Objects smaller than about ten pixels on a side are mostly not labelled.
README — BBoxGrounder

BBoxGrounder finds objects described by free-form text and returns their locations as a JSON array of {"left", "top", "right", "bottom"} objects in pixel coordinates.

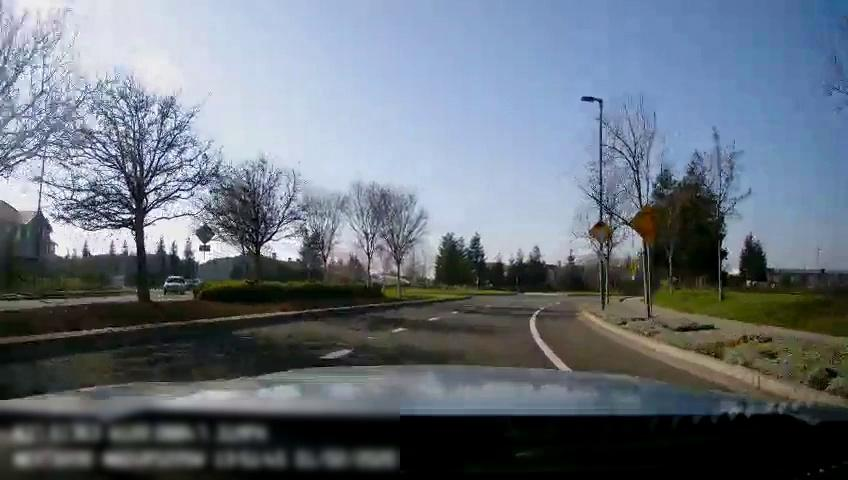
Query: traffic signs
[
  {"left": 592, "top": 220, "right": 612, "bottom": 245},
  {"left": 629, "top": 204, "right": 659, "bottom": 241},
  {"left": 198, "top": 224, "right": 214, "bottom": 244}
]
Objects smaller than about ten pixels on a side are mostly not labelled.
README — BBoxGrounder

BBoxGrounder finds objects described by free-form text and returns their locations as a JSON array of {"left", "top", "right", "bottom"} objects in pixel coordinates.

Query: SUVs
[{"left": 163, "top": 275, "right": 186, "bottom": 296}]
